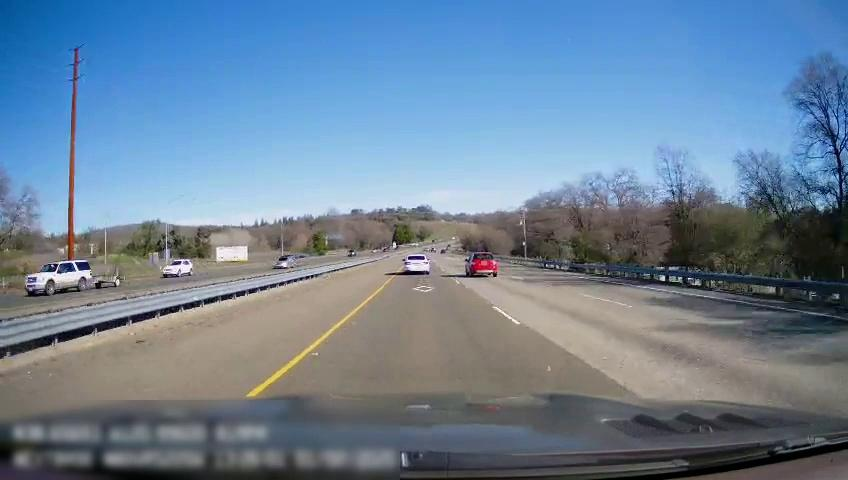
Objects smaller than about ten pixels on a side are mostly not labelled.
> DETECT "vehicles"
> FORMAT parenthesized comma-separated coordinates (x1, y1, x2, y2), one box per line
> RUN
(463, 253, 499, 278)
(95, 273, 121, 288)
(271, 255, 297, 269)
(161, 258, 193, 278)
(24, 260, 92, 298)
(403, 253, 430, 275)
